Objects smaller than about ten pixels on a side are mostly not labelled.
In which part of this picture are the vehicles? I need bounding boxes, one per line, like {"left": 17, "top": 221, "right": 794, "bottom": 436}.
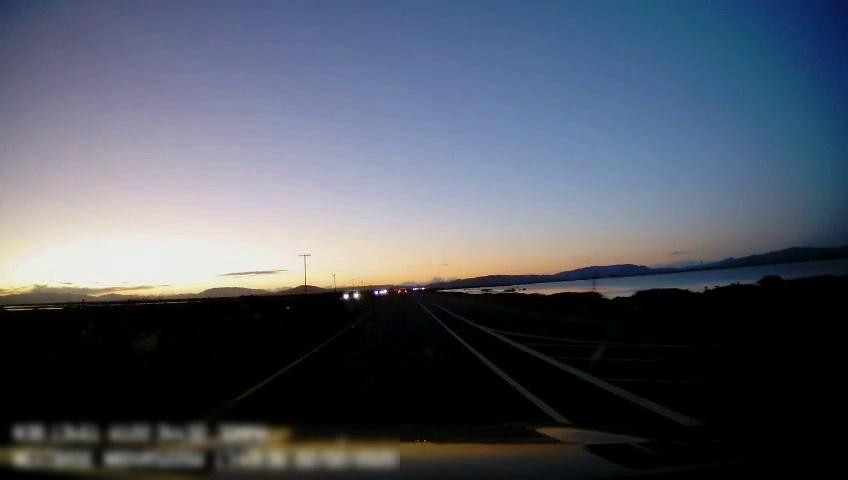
{"left": 397, "top": 287, "right": 408, "bottom": 295}
{"left": 342, "top": 289, "right": 364, "bottom": 301}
